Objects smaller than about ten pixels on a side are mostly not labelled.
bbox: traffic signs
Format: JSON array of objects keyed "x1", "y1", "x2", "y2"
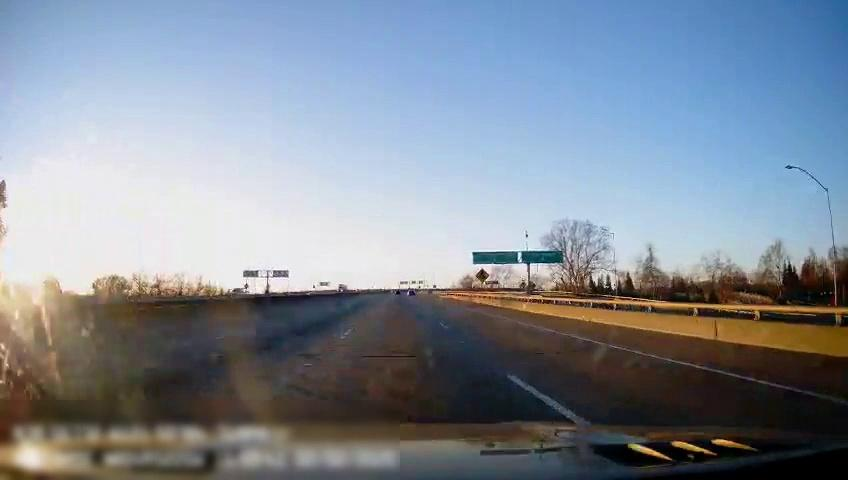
[
  {"x1": 521, "y1": 250, "x2": 563, "y2": 263},
  {"x1": 472, "y1": 252, "x2": 518, "y2": 264},
  {"x1": 475, "y1": 268, "x2": 490, "y2": 283}
]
